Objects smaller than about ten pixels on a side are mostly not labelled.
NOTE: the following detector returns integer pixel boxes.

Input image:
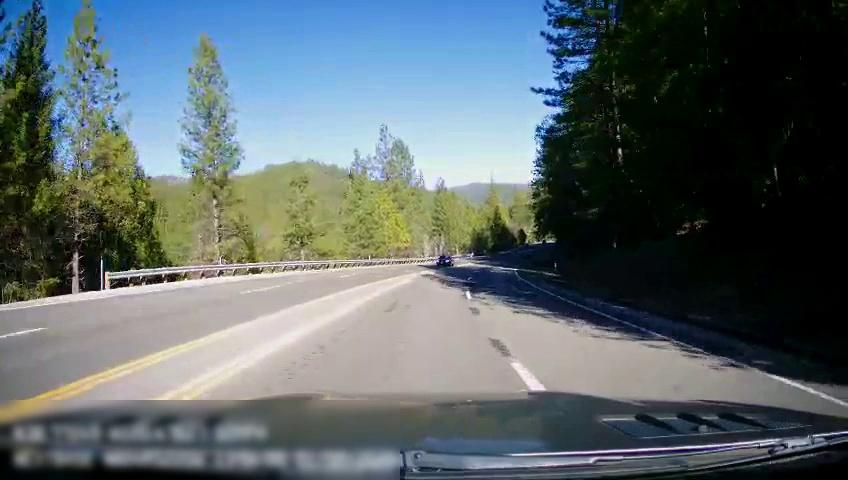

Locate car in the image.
[436,255,452,267]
